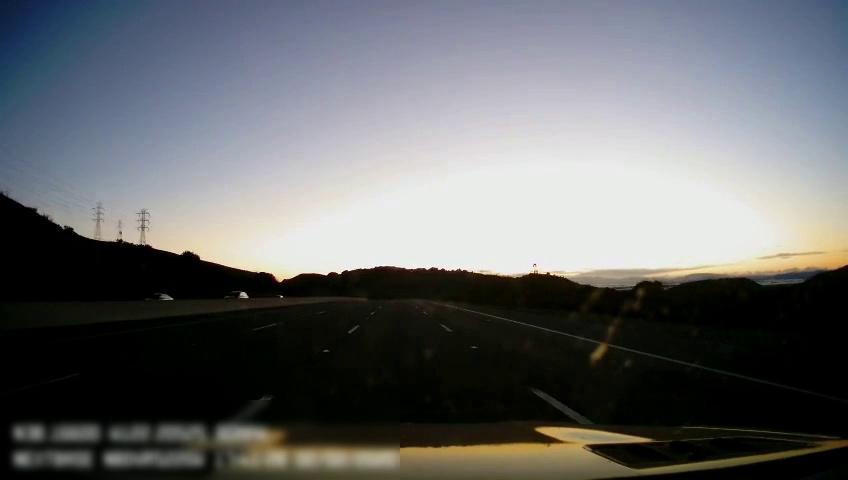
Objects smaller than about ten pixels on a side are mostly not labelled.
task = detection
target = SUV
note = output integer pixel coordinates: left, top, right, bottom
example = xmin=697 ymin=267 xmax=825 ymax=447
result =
xmin=223 ymin=290 xmax=250 ymax=300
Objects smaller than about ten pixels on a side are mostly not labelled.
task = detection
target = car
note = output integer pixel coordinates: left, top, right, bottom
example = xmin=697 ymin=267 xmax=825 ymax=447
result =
xmin=143 ymin=292 xmax=174 ymax=302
